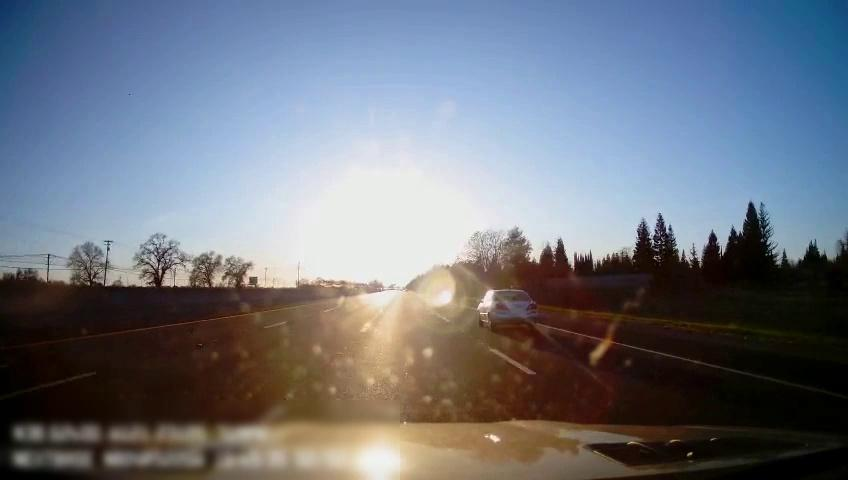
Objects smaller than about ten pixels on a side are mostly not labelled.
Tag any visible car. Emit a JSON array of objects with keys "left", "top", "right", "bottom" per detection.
[{"left": 476, "top": 290, "right": 538, "bottom": 332}]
